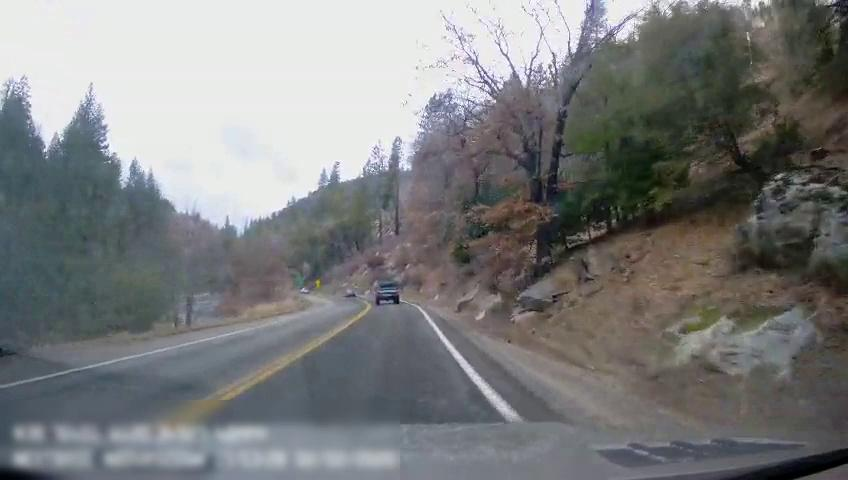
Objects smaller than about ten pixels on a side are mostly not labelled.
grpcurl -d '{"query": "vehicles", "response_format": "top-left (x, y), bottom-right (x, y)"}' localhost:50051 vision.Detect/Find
top-left (345, 287), bottom-right (357, 297)
top-left (375, 281), bottom-right (400, 305)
